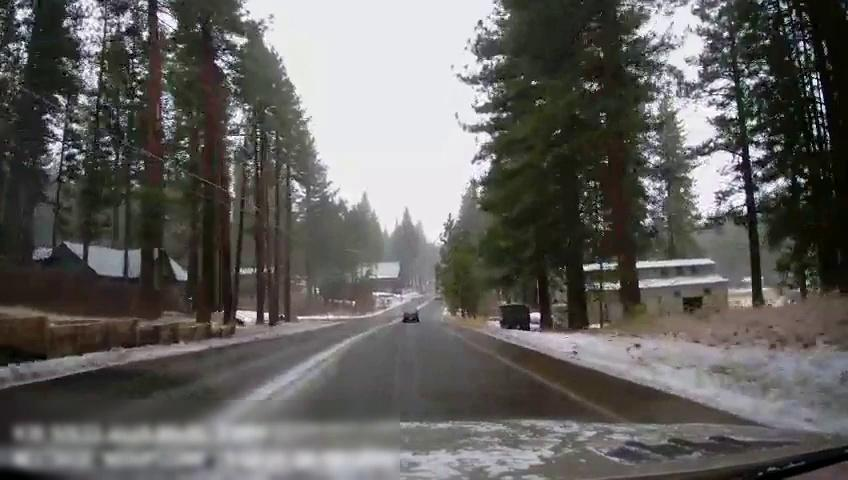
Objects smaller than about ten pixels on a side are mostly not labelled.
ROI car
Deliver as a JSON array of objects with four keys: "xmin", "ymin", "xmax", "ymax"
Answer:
[{"xmin": 402, "ymin": 311, "xmax": 419, "ymax": 324}]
